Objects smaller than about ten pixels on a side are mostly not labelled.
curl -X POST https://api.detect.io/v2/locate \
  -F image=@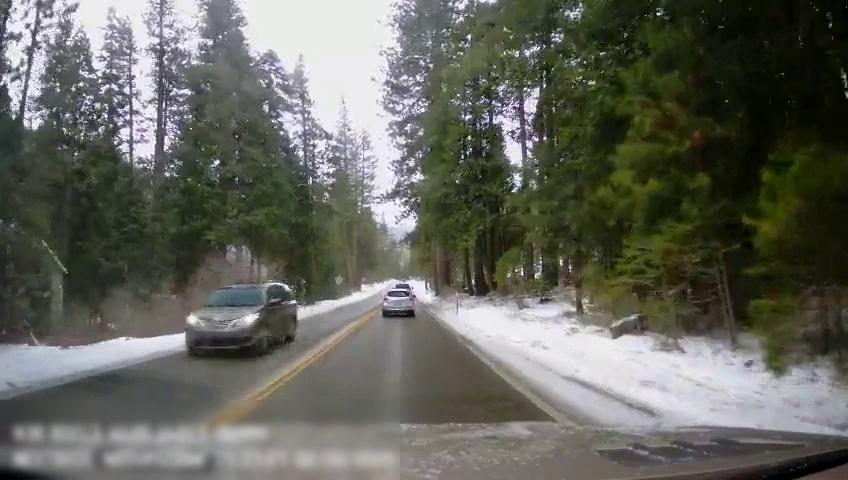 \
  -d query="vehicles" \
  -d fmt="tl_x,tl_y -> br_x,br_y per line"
184,280 -> 299,357
391,282 -> 414,293
382,288 -> 417,317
